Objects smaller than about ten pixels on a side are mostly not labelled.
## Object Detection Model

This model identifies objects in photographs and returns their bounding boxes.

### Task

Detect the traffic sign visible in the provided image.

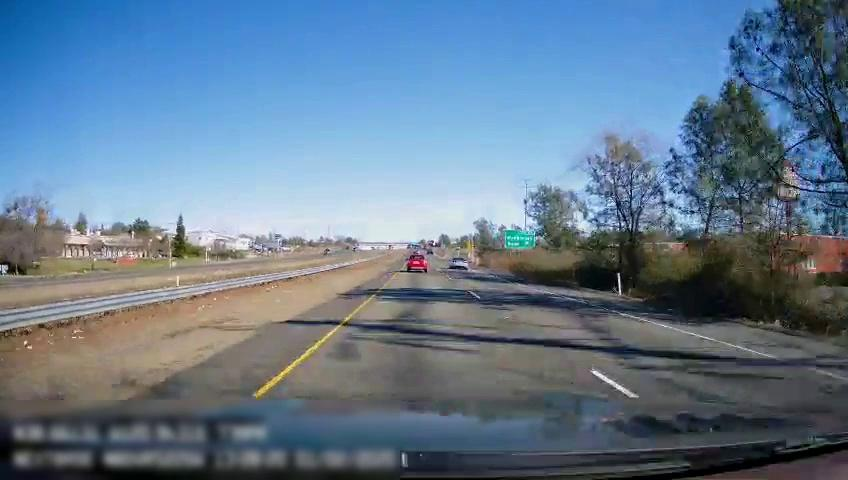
[504,229,535,251]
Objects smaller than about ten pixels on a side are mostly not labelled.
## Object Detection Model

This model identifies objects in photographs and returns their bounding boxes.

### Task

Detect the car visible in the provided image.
[448,254,469,270]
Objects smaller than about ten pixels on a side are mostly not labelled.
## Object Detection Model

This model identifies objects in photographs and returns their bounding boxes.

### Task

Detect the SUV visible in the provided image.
[404,253,428,272]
